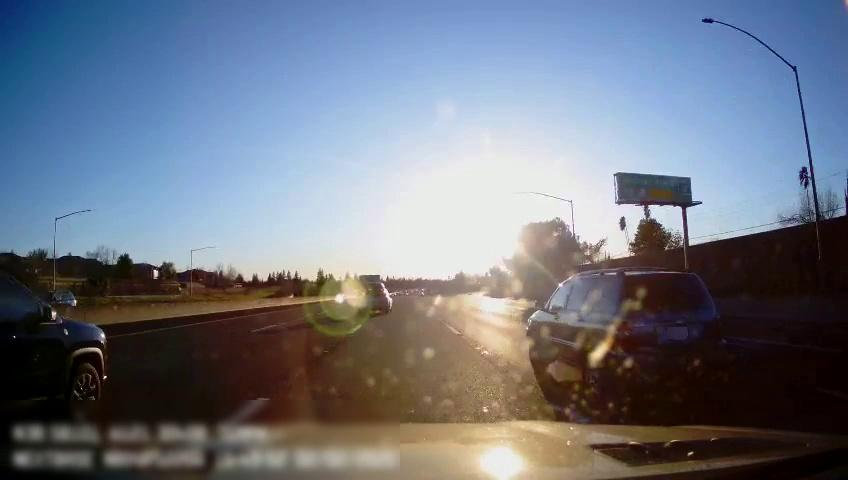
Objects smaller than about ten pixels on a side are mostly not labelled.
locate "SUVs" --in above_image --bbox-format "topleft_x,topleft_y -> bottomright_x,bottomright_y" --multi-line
0,272 -> 107,428
525,267 -> 732,417
40,290 -> 77,308
359,283 -> 393,317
